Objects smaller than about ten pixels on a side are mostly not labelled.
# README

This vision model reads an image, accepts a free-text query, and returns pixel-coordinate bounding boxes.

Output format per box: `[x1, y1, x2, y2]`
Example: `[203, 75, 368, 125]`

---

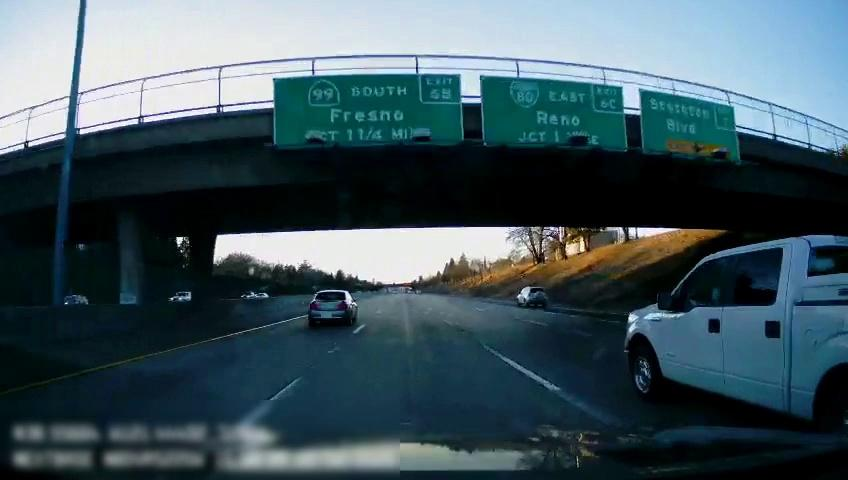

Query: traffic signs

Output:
[636, 86, 743, 163]
[271, 72, 463, 147]
[480, 74, 628, 155]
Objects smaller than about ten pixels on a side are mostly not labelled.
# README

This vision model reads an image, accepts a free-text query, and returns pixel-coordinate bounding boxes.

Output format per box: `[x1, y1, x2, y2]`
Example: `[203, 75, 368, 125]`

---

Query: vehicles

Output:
[515, 286, 549, 307]
[254, 292, 270, 299]
[240, 291, 257, 299]
[621, 233, 848, 435]
[170, 291, 192, 303]
[307, 289, 359, 326]
[64, 293, 89, 306]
